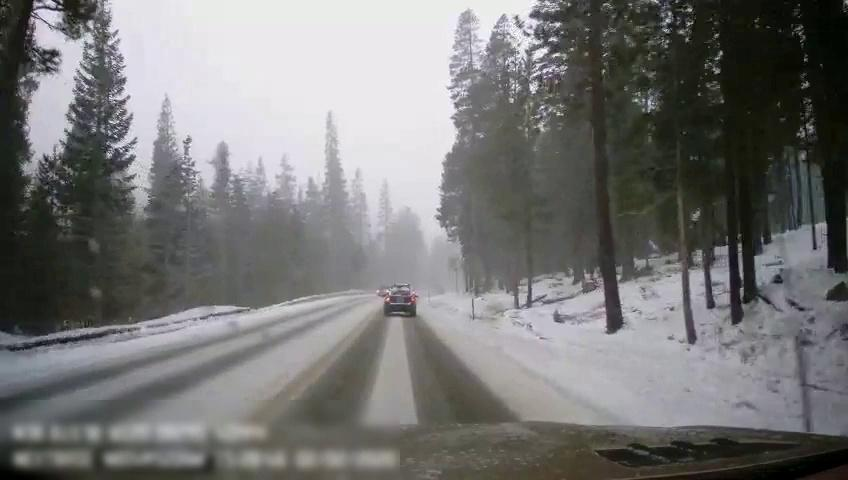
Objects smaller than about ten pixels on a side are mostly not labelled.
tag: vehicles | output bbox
[383,283,419,317]
[375,285,392,297]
